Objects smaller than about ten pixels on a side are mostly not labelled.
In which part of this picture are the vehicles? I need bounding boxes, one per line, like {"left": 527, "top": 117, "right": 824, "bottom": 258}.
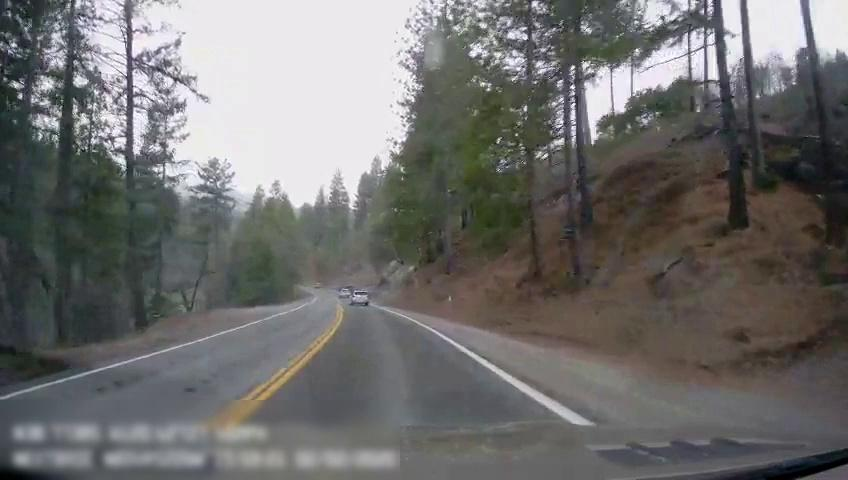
{"left": 350, "top": 290, "right": 369, "bottom": 306}
{"left": 338, "top": 288, "right": 350, "bottom": 298}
